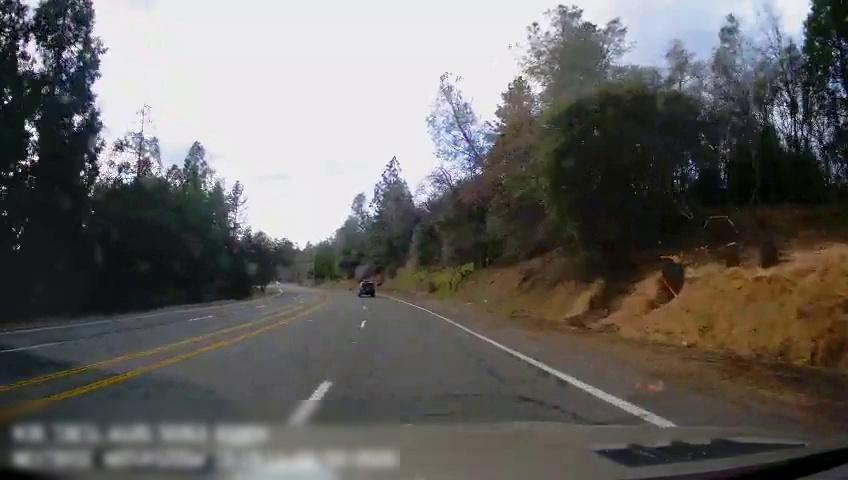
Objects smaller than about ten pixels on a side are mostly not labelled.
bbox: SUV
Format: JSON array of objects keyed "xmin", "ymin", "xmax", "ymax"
[{"xmin": 357, "ymin": 281, "xmax": 375, "ymax": 297}]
